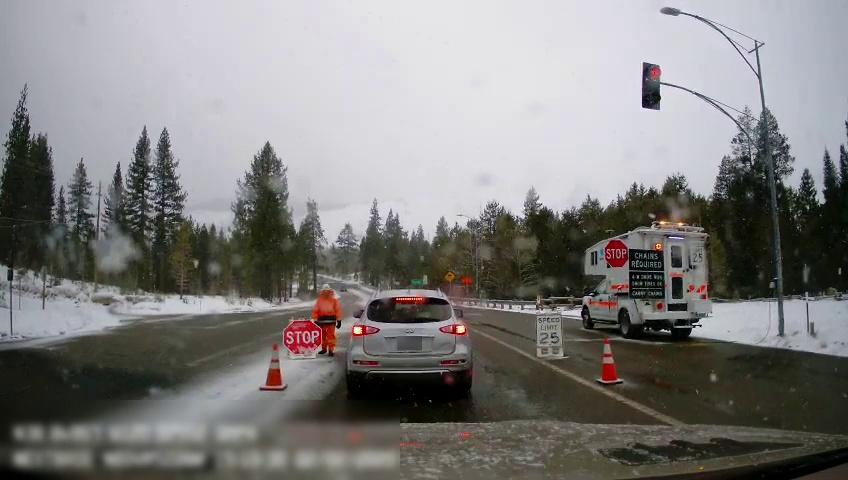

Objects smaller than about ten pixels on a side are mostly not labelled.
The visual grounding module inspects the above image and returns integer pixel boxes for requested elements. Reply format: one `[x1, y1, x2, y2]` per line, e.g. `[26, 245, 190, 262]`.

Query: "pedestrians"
[313, 282, 343, 357]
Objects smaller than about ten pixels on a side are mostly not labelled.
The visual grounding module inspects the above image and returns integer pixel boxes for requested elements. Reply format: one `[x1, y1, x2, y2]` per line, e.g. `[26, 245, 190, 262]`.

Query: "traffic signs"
[460, 277, 473, 285]
[281, 318, 323, 356]
[603, 238, 630, 269]
[411, 278, 424, 285]
[443, 270, 456, 283]
[689, 240, 706, 266]
[628, 248, 665, 272]
[628, 269, 666, 299]
[536, 311, 565, 348]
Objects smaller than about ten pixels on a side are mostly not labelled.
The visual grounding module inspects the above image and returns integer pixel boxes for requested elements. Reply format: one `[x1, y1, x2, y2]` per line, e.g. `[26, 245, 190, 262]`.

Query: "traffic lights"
[640, 61, 661, 111]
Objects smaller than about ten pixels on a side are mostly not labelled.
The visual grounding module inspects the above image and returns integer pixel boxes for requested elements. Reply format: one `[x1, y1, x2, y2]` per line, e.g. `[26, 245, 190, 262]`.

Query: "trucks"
[579, 222, 715, 339]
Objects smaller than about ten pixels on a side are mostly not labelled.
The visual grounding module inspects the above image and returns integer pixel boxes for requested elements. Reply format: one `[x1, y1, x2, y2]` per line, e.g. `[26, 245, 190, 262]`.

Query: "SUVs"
[343, 287, 475, 390]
